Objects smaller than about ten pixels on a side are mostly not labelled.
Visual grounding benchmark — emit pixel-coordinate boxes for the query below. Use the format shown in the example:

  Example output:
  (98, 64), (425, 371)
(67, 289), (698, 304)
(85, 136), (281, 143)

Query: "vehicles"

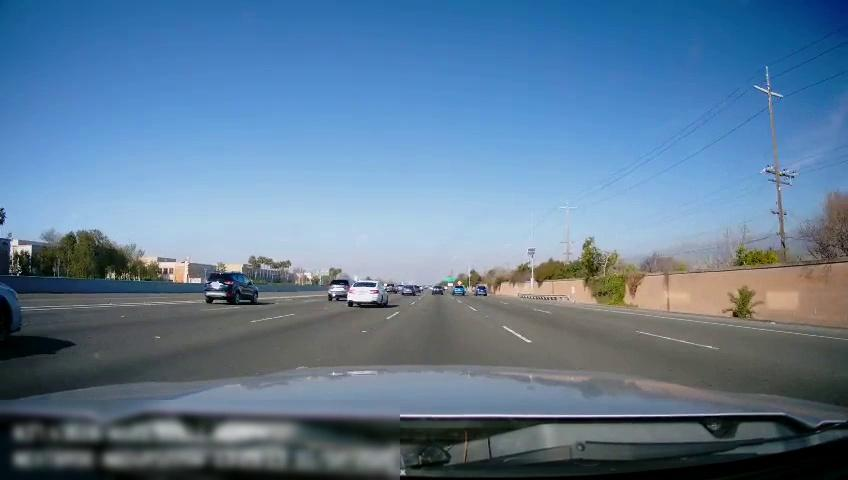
(327, 279), (358, 302)
(401, 285), (416, 297)
(451, 285), (465, 297)
(0, 280), (23, 342)
(474, 286), (488, 297)
(346, 280), (389, 308)
(432, 286), (444, 296)
(383, 284), (397, 295)
(204, 272), (260, 305)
